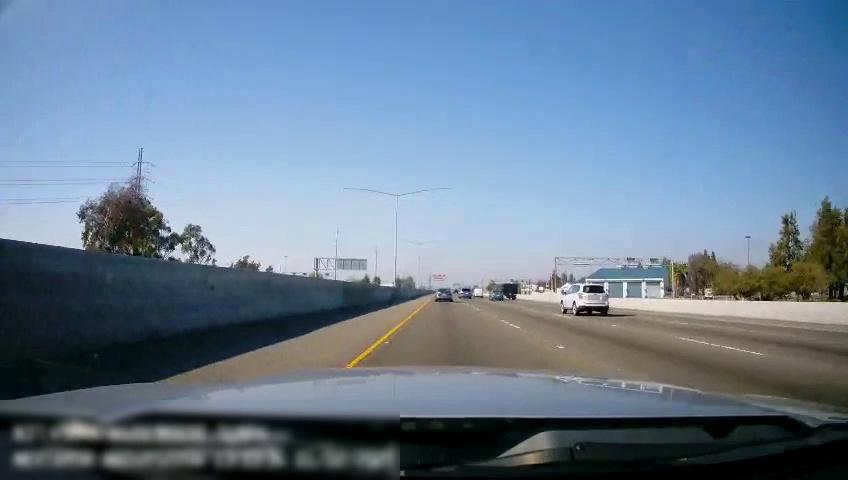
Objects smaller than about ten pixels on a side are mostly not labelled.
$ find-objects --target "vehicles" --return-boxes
[434,287,453,303]
[503,283,518,300]
[491,289,505,301]
[458,288,472,299]
[560,283,611,316]
[472,287,483,298]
